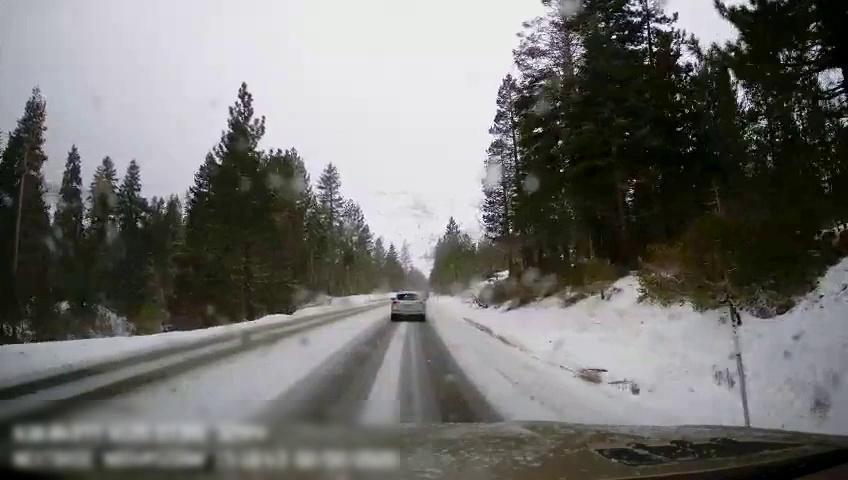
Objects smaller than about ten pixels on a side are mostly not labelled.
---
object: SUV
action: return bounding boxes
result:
[390,290,425,321]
